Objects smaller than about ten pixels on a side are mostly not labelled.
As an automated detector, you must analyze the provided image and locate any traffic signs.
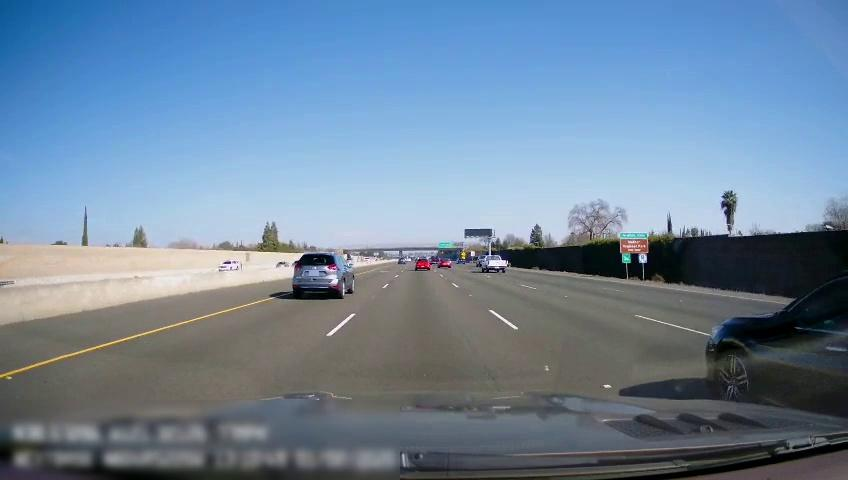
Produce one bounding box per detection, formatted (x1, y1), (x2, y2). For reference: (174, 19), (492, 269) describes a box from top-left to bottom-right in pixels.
(619, 232), (649, 239)
(638, 252), (648, 263)
(621, 252), (631, 264)
(438, 242), (453, 250)
(620, 238), (648, 253)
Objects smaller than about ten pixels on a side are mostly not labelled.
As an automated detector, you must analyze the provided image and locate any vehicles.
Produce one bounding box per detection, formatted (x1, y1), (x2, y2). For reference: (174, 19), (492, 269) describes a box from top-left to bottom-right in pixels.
(290, 252), (355, 301)
(456, 258), (466, 265)
(437, 256), (453, 269)
(396, 256), (407, 265)
(702, 276), (848, 419)
(217, 260), (241, 273)
(480, 255), (509, 274)
(473, 256), (485, 266)
(413, 256), (432, 271)
(275, 261), (289, 269)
